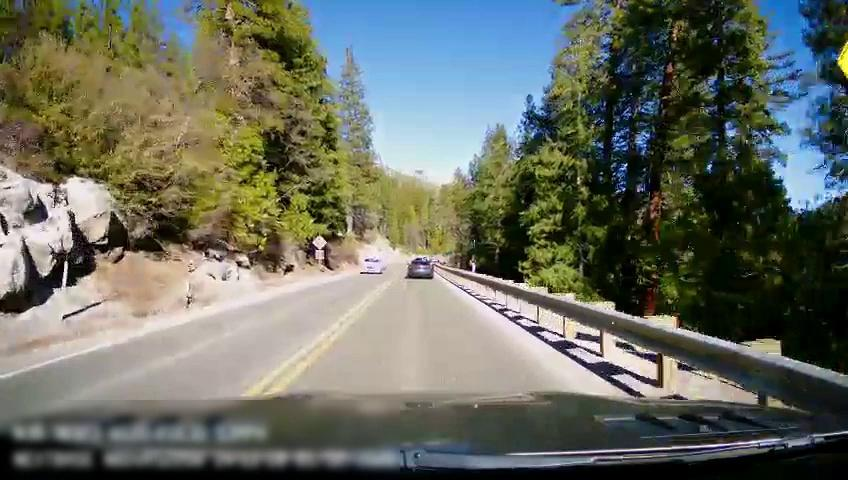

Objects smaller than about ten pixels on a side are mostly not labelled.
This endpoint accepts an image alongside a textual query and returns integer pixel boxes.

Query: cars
[359,256,386,275]
[407,258,435,280]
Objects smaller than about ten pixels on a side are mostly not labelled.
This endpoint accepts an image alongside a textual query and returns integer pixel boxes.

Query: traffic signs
[837,45,848,77]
